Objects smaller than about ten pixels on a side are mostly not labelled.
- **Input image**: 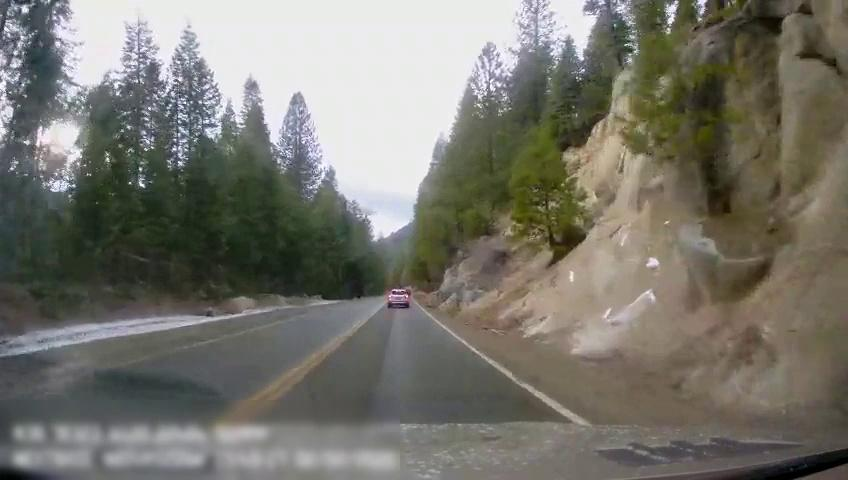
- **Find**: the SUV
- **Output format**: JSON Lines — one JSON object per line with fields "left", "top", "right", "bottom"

{"left": 387, "top": 288, "right": 410, "bottom": 309}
